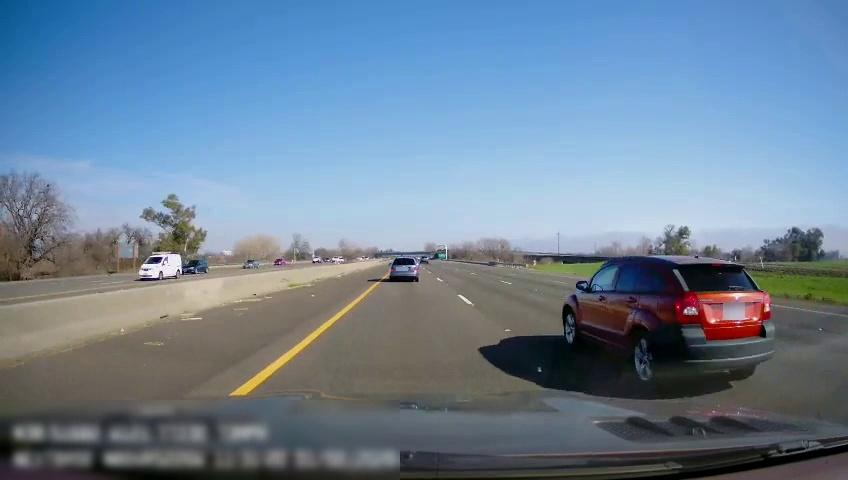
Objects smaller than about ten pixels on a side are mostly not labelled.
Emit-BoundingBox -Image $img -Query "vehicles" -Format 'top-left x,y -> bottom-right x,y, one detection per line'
181,259 -> 209,275
390,258 -> 421,285
243,259 -> 260,269
312,255 -> 322,264
273,258 -> 286,266
419,254 -> 430,264
561,253 -> 777,392
139,253 -> 183,281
